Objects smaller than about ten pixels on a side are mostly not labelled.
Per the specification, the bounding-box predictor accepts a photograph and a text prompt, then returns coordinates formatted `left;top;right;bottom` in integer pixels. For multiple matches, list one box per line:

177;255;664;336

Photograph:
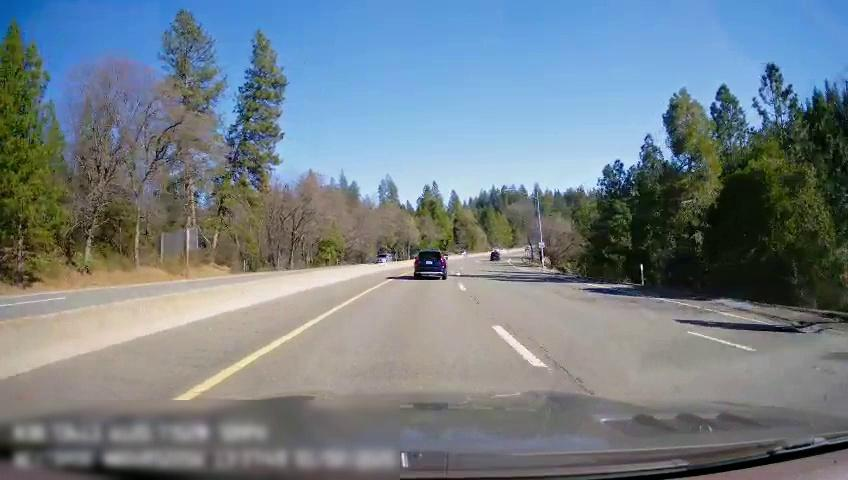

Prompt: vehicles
373;253;393;265
414;251;448;280
489;252;500;261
